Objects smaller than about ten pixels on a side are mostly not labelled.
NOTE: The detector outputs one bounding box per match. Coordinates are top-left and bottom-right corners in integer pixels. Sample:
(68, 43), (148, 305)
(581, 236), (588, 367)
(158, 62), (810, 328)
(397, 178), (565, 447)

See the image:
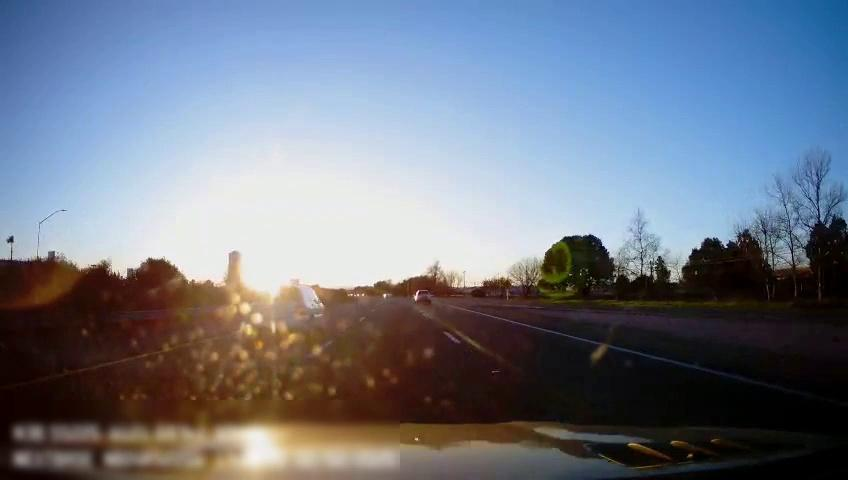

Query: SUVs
(273, 287), (327, 331)
(414, 290), (432, 304)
